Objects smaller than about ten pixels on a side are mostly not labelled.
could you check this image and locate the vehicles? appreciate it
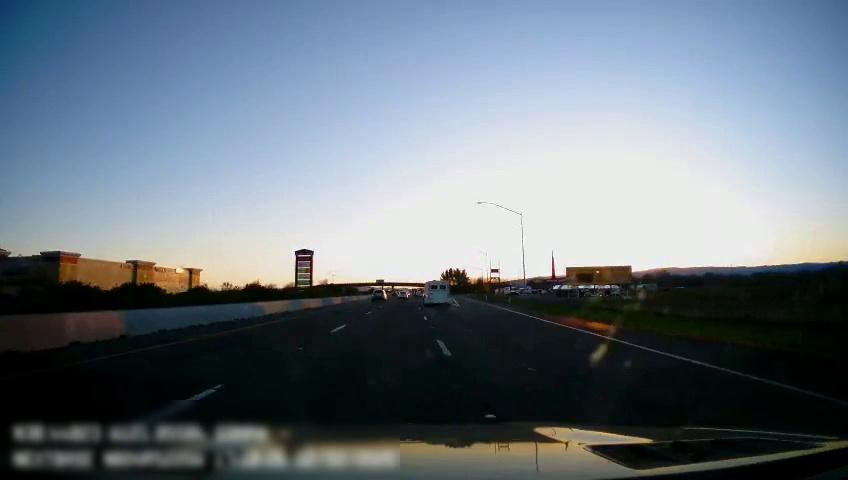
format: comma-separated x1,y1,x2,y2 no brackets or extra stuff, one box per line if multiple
397,290,409,300
371,288,388,303
422,280,451,307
